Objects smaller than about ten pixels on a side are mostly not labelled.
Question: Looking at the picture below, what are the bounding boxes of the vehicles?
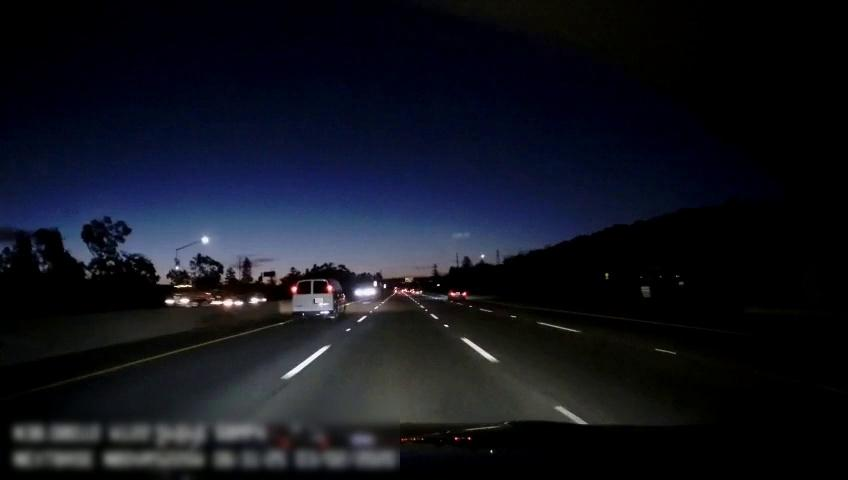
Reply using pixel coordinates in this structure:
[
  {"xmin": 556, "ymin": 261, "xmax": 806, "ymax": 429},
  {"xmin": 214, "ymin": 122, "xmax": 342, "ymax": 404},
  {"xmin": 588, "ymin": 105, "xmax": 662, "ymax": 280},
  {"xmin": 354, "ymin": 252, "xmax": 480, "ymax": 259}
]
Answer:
[
  {"xmin": 164, "ymin": 290, "xmax": 215, "ymax": 308},
  {"xmin": 446, "ymin": 289, "xmax": 468, "ymax": 304},
  {"xmin": 291, "ymin": 277, "xmax": 347, "ymax": 322}
]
